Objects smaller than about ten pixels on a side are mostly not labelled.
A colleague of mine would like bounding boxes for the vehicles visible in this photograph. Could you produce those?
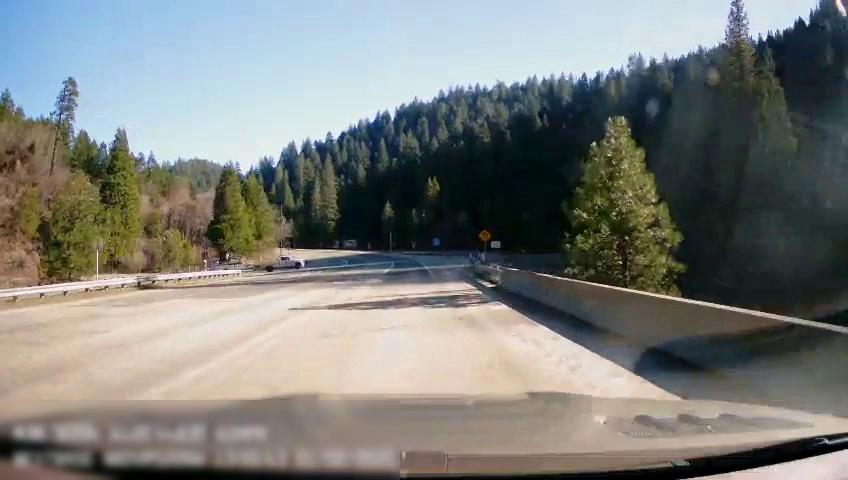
[261,256,304,274]
[215,258,255,271]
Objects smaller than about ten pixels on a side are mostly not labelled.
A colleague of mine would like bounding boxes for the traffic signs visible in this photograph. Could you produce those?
[431,236,441,248]
[478,229,491,241]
